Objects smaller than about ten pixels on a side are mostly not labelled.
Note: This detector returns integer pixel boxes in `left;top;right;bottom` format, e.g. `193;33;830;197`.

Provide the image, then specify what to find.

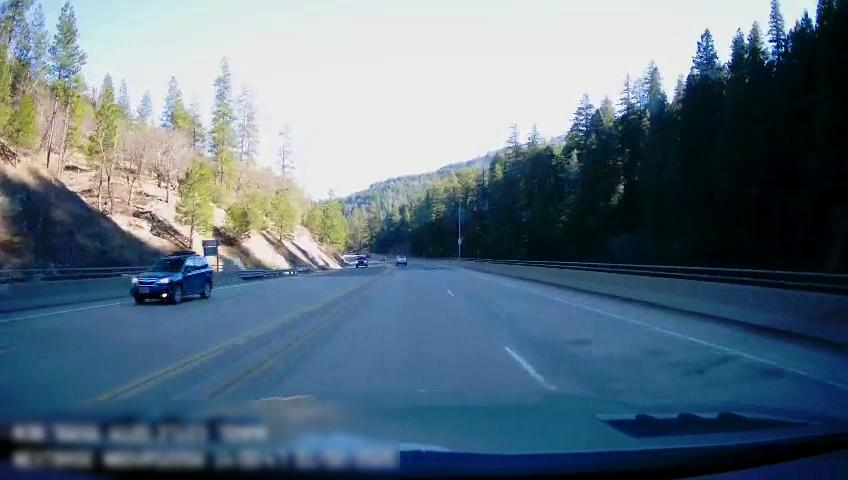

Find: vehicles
355;256;369;268
395;253;409;266
129;255;216;305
